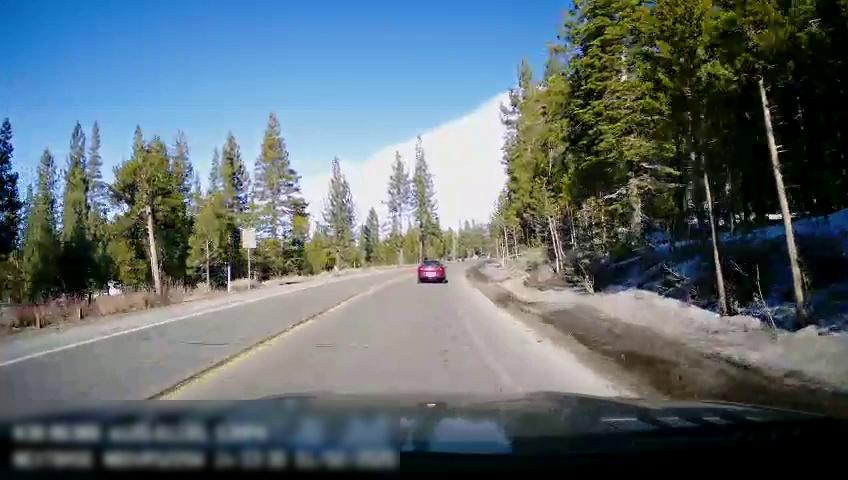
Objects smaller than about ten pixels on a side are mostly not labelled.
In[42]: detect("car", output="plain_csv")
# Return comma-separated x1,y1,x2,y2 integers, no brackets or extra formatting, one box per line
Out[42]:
416,258,448,285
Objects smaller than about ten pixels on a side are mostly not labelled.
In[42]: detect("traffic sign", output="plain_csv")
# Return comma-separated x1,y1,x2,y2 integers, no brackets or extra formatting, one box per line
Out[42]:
241,229,257,248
